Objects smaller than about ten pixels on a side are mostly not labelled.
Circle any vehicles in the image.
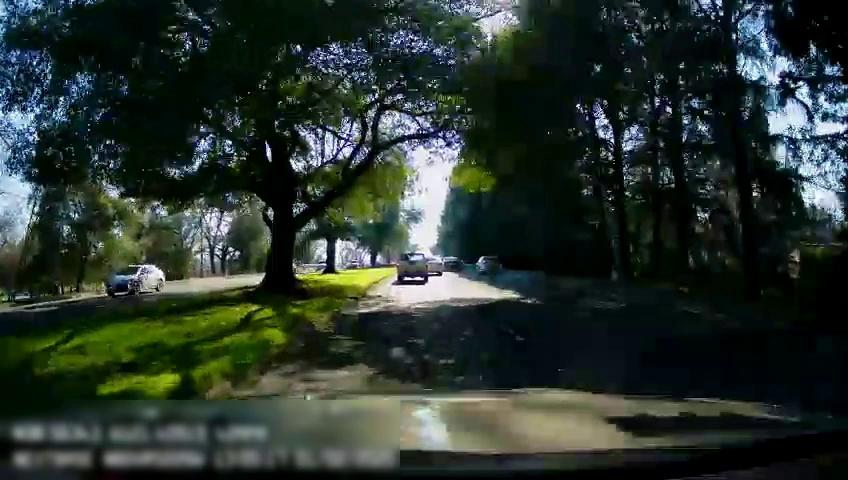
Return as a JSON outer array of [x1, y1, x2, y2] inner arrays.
[[105, 263, 167, 296], [473, 254, 500, 276], [442, 256, 462, 272], [397, 252, 429, 282], [426, 255, 445, 276]]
